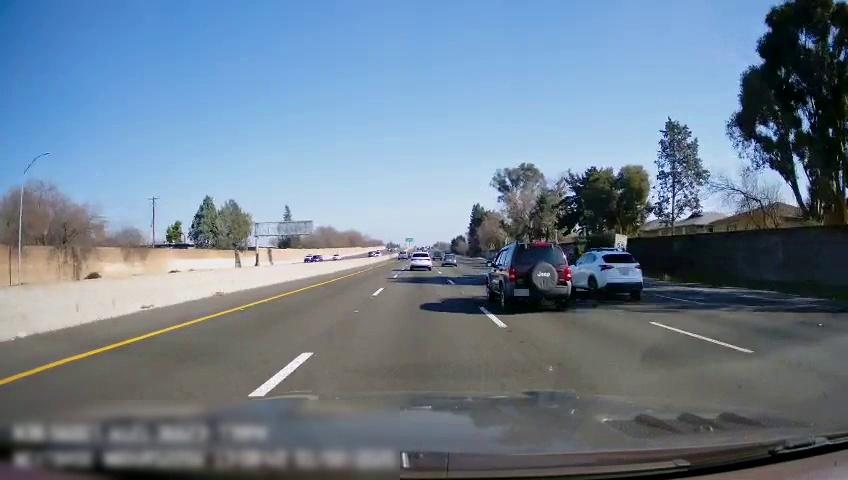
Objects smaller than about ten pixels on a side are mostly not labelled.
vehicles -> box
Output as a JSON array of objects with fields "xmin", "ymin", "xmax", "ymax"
[
  {"xmin": 410, "ymin": 251, "xmax": 432, "ymax": 271},
  {"xmin": 441, "ymin": 253, "xmax": 458, "ymax": 268},
  {"xmin": 398, "ymin": 250, "xmax": 409, "ymax": 261},
  {"xmin": 571, "ymin": 251, "xmax": 644, "ymax": 299},
  {"xmin": 485, "ymin": 240, "xmax": 573, "ymax": 315},
  {"xmin": 310, "ymin": 254, "xmax": 323, "ymax": 263}
]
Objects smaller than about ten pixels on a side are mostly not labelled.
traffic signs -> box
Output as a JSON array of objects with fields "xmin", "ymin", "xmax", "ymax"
[{"xmin": 615, "ymin": 233, "xmax": 628, "ymax": 252}]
